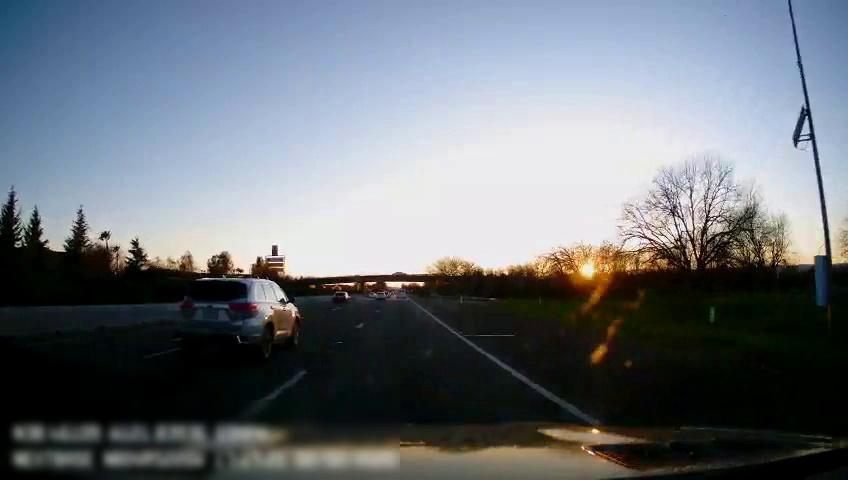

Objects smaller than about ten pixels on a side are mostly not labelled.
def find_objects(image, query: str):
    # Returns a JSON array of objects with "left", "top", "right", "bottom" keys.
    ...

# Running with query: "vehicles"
[
  {"left": 395, "top": 288, "right": 407, "bottom": 300},
  {"left": 172, "top": 272, "right": 305, "bottom": 361},
  {"left": 332, "top": 291, "right": 351, "bottom": 305},
  {"left": 375, "top": 291, "right": 387, "bottom": 301}
]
